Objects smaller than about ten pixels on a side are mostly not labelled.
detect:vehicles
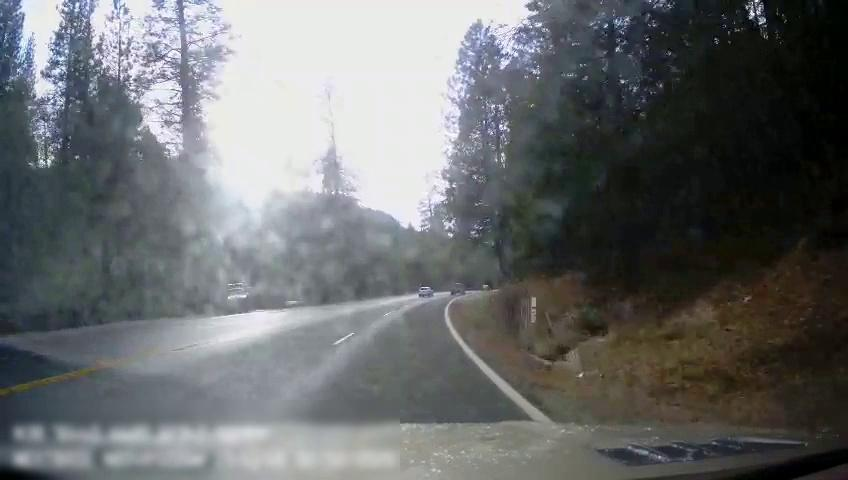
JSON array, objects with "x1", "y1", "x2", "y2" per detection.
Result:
[
  {"x1": 418, "y1": 286, "x2": 434, "y2": 297},
  {"x1": 225, "y1": 282, "x2": 254, "y2": 312},
  {"x1": 451, "y1": 282, "x2": 466, "y2": 295}
]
